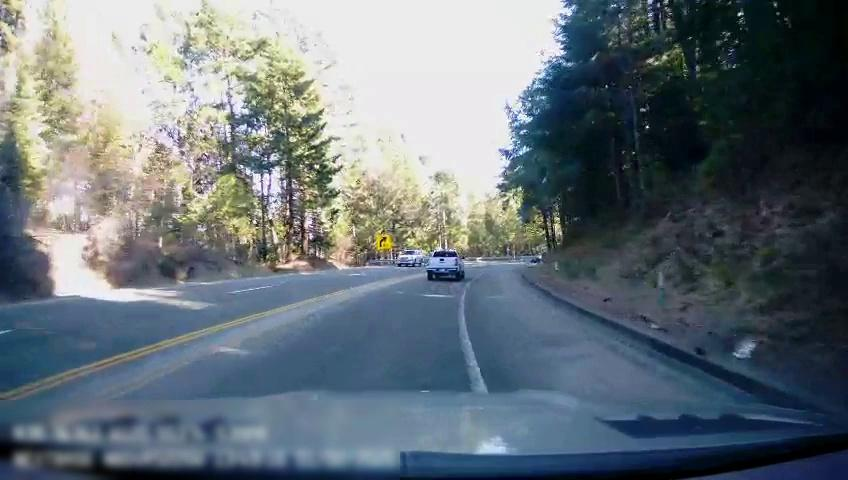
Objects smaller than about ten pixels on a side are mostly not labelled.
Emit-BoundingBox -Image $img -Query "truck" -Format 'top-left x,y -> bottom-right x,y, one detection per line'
426,248 -> 465,281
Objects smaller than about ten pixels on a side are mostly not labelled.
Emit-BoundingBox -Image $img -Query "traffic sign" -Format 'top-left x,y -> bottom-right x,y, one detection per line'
375,232 -> 393,250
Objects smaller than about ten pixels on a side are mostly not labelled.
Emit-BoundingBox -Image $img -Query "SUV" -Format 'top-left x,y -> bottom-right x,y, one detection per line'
396,249 -> 426,268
